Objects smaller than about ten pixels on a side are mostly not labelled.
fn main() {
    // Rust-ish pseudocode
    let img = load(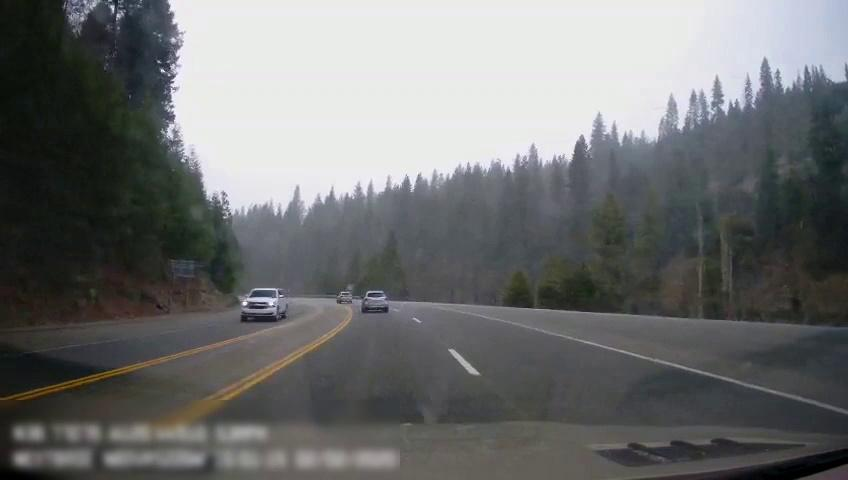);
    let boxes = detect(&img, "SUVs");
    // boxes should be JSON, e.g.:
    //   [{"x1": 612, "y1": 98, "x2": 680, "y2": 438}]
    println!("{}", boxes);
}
[
  {"x1": 361, "y1": 290, "x2": 388, "y2": 313},
  {"x1": 240, "y1": 288, "x2": 289, "y2": 322},
  {"x1": 336, "y1": 291, "x2": 353, "y2": 303}
]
